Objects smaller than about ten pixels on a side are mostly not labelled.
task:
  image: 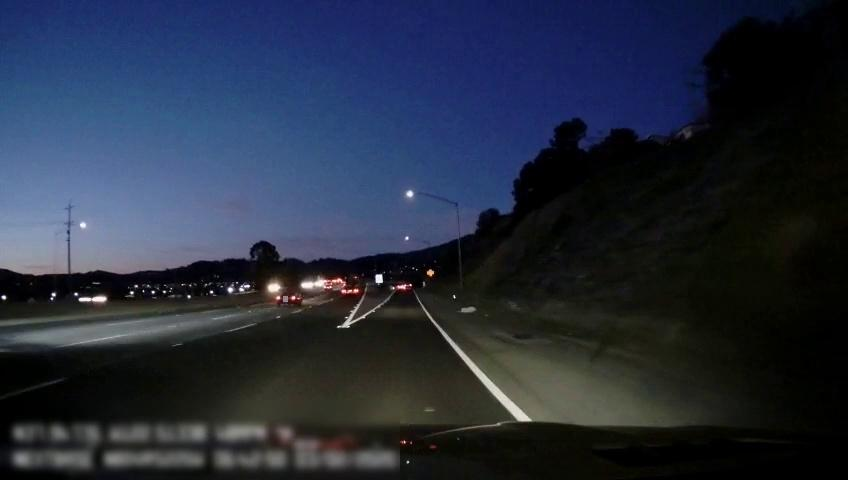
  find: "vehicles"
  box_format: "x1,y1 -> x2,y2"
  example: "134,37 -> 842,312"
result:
340,273 -> 362,297
275,289 -> 302,308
